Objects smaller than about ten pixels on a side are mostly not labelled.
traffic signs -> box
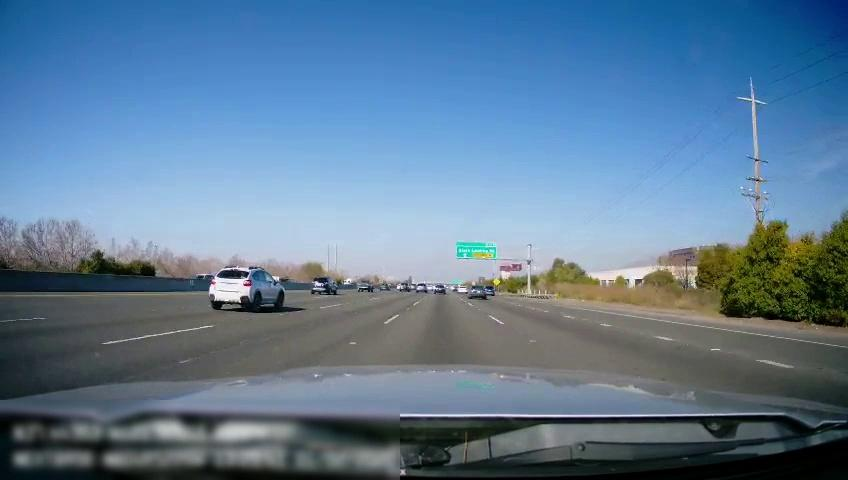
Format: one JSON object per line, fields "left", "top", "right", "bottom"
{"left": 456, "top": 241, "right": 497, "bottom": 260}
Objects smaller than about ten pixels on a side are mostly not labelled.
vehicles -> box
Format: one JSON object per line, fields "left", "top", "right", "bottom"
{"left": 191, "top": 273, "right": 215, "bottom": 280}
{"left": 399, "top": 282, "right": 410, "bottom": 292}
{"left": 415, "top": 283, "right": 428, "bottom": 294}
{"left": 357, "top": 281, "right": 374, "bottom": 293}
{"left": 434, "top": 285, "right": 446, "bottom": 295}
{"left": 457, "top": 285, "right": 468, "bottom": 295}
{"left": 208, "top": 264, "right": 286, "bottom": 313}
{"left": 310, "top": 277, "right": 337, "bottom": 295}
{"left": 467, "top": 284, "right": 487, "bottom": 300}
{"left": 343, "top": 278, "right": 356, "bottom": 286}
{"left": 481, "top": 286, "right": 495, "bottom": 297}
{"left": 379, "top": 282, "right": 391, "bottom": 291}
